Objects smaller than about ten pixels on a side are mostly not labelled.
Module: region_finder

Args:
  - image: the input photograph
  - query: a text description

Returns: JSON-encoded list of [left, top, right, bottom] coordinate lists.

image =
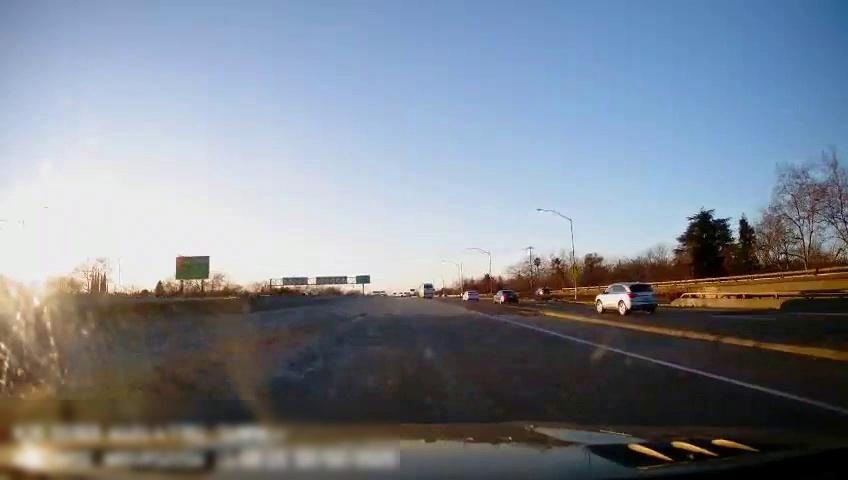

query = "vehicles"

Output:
[[535, 287, 551, 297], [419, 282, 434, 299], [594, 282, 658, 316], [492, 289, 520, 306], [462, 290, 480, 301]]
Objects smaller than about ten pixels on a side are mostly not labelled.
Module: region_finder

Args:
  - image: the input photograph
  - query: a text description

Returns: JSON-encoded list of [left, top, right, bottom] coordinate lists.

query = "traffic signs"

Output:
[[570, 264, 581, 280], [355, 274, 371, 284], [176, 254, 210, 280]]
